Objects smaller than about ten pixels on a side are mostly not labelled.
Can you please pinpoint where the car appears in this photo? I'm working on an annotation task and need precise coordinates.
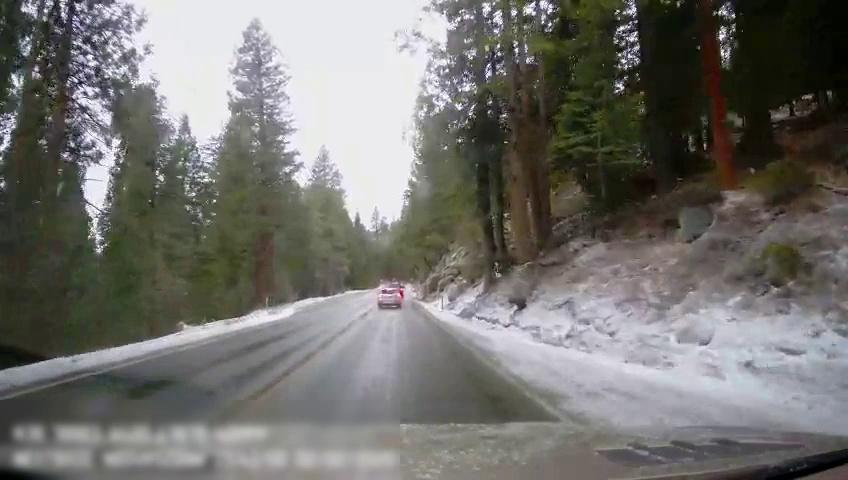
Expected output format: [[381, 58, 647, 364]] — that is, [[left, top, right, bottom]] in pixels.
[[377, 287, 402, 309]]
